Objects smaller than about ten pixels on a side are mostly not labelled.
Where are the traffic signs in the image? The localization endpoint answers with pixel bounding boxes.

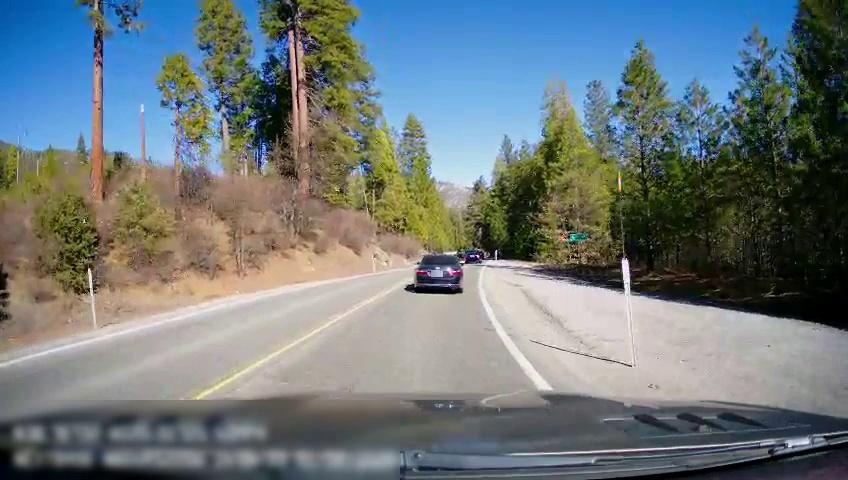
[569,231,593,242]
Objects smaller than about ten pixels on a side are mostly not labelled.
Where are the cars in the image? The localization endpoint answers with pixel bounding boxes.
[464,249,482,264]
[413,253,466,292]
